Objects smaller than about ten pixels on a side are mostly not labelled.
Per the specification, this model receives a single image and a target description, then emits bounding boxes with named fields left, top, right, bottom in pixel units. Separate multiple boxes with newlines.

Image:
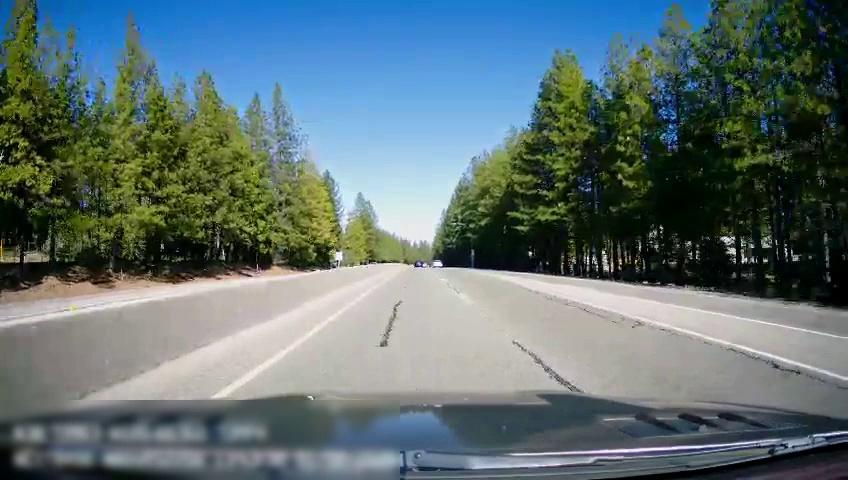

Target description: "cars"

left=413, top=259, right=425, bottom=269
left=432, top=259, right=443, bottom=268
